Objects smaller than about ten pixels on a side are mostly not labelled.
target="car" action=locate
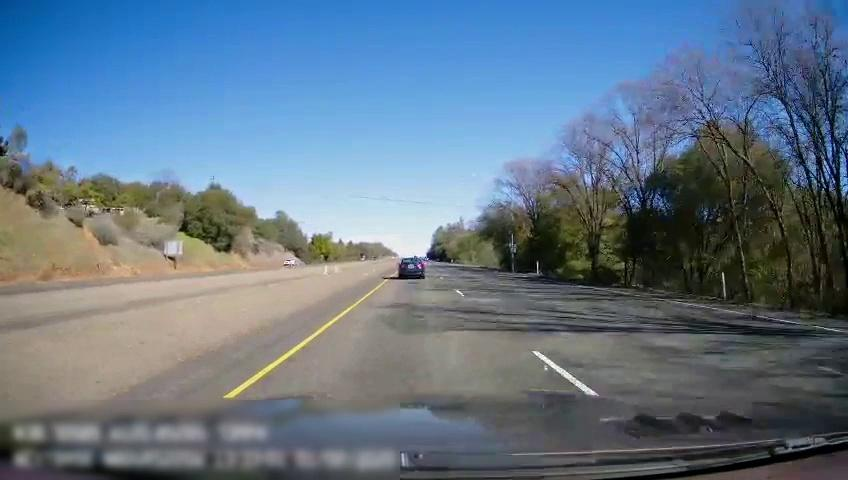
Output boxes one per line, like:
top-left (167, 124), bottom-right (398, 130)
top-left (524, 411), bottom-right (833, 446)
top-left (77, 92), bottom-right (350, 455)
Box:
top-left (398, 256), bottom-right (426, 280)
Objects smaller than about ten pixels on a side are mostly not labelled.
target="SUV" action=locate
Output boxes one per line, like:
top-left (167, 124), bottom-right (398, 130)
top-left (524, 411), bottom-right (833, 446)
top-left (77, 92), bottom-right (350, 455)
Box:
top-left (283, 259), bottom-right (294, 267)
